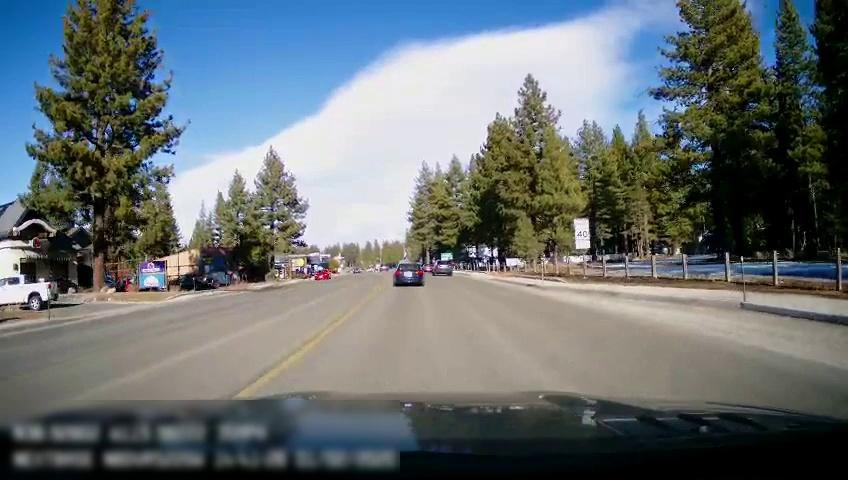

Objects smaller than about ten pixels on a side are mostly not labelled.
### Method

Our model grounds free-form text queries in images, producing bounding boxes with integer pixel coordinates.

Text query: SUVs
[431,259,454,276]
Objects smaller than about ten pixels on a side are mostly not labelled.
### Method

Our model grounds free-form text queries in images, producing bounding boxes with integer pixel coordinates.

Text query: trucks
[0,274,59,312]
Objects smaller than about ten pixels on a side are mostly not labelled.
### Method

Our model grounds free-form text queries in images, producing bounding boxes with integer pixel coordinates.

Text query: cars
[314,268,333,280]
[394,262,424,286]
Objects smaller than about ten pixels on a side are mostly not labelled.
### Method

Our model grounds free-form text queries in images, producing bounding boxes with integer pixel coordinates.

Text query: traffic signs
[572,217,592,249]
